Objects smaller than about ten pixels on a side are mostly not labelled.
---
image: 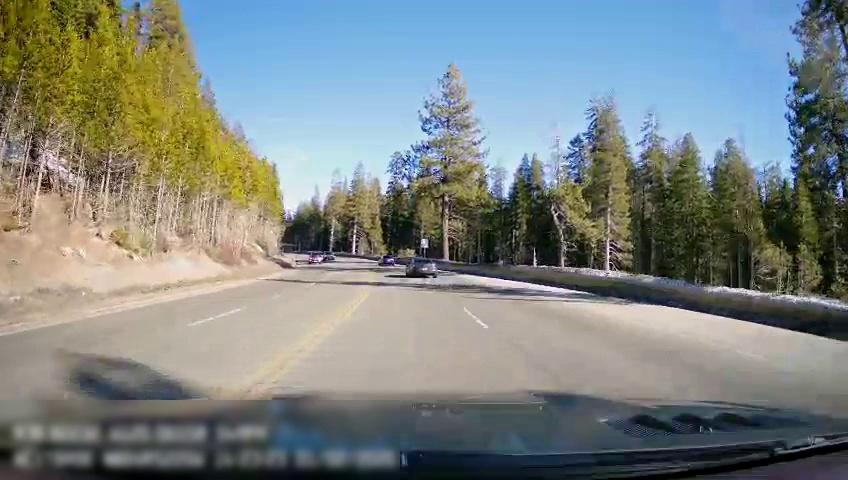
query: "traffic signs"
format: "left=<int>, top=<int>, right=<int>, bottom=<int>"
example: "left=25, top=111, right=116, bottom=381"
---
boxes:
left=420, top=237, right=430, bottom=249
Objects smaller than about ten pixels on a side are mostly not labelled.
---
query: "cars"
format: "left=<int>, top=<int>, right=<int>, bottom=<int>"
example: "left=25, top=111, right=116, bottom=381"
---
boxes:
left=378, top=254, right=395, bottom=266
left=406, top=256, right=437, bottom=278
left=307, top=254, right=322, bottom=265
